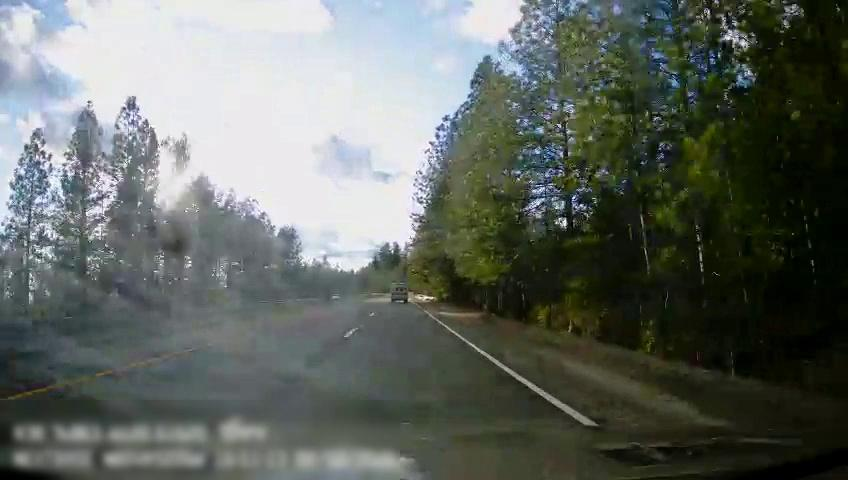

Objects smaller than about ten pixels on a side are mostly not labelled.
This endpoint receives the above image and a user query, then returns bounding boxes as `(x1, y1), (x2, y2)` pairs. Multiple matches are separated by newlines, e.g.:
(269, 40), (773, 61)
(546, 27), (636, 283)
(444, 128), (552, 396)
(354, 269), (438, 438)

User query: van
(389, 282), (409, 304)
